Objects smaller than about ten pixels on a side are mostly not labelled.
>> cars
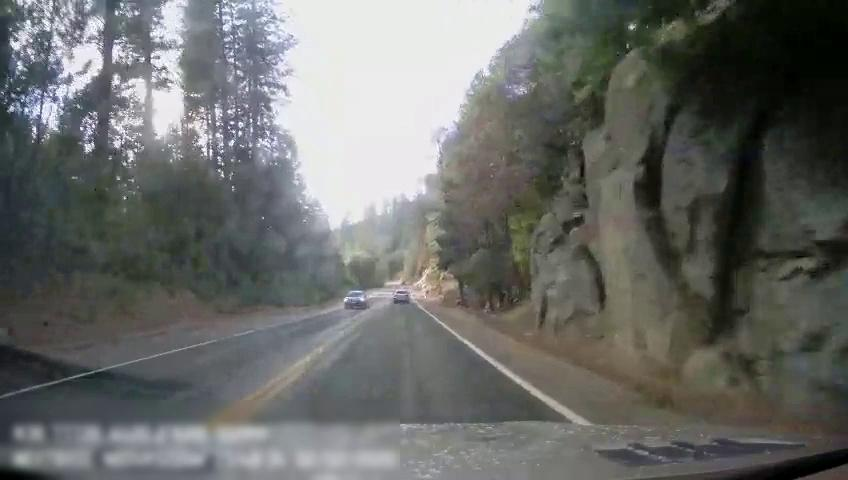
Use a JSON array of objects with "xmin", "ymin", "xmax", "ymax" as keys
[
  {"xmin": 343, "ymin": 290, "xmax": 370, "ymax": 310},
  {"xmin": 393, "ymin": 288, "xmax": 411, "ymax": 304}
]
